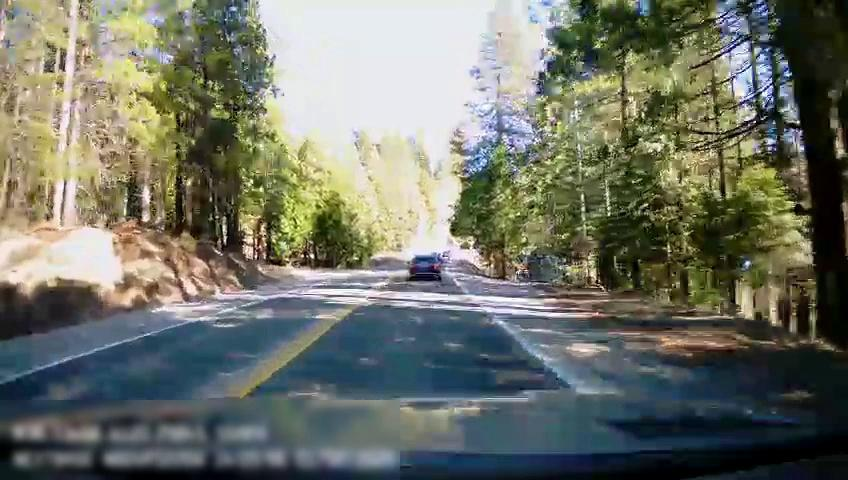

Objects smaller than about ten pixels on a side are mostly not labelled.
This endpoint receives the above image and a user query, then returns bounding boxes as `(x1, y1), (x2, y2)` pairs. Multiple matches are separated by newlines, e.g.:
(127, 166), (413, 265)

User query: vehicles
(430, 251), (444, 264)
(407, 254), (443, 282)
